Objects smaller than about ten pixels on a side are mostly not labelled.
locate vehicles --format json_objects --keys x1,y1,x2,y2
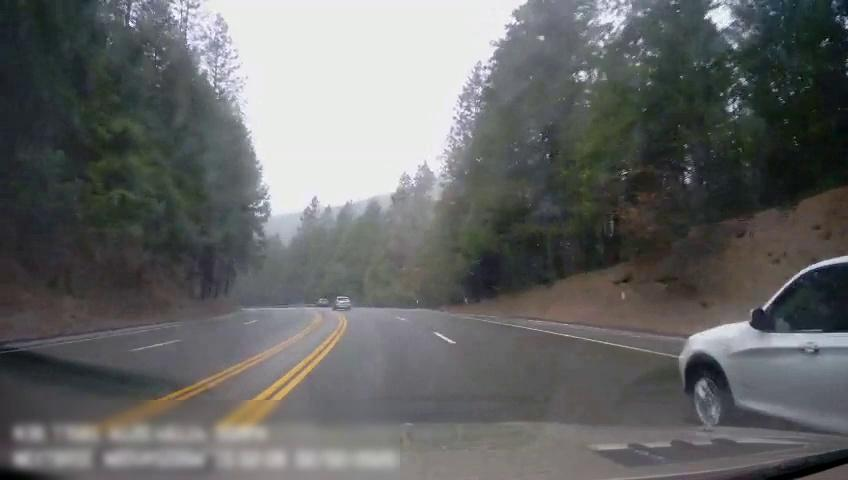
[
  {"x1": 332, "y1": 295, "x2": 352, "y2": 311},
  {"x1": 676, "y1": 255, "x2": 848, "y2": 437},
  {"x1": 317, "y1": 298, "x2": 329, "y2": 308}
]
